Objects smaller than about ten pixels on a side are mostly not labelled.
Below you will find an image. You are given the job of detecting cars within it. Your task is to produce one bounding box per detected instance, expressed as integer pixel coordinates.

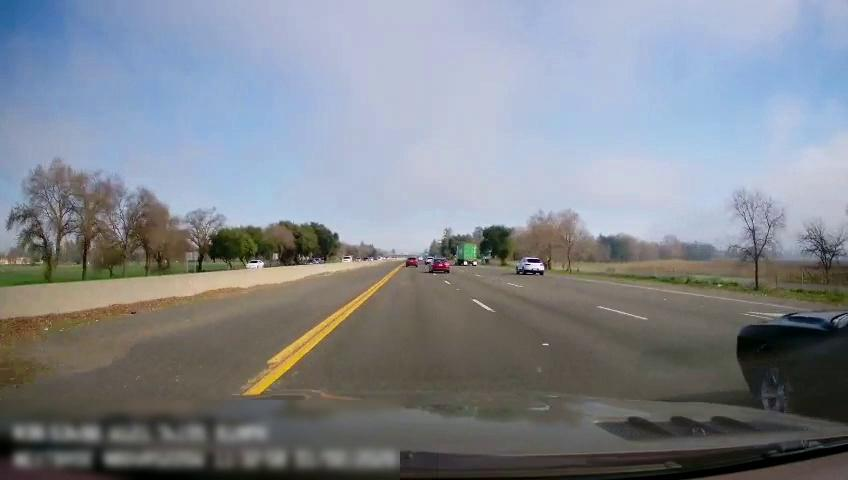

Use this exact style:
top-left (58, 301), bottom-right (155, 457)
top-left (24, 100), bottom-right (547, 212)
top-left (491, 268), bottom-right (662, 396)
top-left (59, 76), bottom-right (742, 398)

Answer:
top-left (428, 257), bottom-right (450, 273)
top-left (245, 260), bottom-right (265, 269)
top-left (733, 308), bottom-right (848, 423)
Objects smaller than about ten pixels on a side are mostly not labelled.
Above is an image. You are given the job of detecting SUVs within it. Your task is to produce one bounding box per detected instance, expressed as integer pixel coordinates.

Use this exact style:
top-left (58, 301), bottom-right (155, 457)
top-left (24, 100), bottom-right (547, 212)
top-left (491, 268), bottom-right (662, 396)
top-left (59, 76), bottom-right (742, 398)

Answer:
top-left (514, 256), bottom-right (546, 276)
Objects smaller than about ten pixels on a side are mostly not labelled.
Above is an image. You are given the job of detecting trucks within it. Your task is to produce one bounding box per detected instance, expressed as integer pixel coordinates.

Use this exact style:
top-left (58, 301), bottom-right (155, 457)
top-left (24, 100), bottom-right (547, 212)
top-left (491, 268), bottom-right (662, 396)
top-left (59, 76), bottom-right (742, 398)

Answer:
top-left (455, 243), bottom-right (478, 266)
